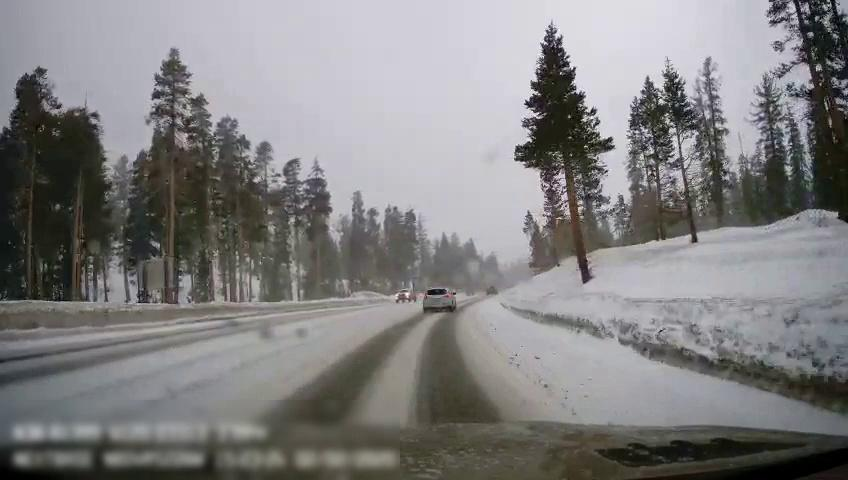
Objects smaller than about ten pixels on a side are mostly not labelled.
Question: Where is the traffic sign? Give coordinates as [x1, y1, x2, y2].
[137, 256, 175, 291]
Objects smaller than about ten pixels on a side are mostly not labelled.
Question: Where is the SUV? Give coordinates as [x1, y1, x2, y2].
[423, 287, 457, 312]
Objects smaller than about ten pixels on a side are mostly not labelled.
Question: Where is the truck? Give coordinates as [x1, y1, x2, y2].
[395, 288, 417, 304]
